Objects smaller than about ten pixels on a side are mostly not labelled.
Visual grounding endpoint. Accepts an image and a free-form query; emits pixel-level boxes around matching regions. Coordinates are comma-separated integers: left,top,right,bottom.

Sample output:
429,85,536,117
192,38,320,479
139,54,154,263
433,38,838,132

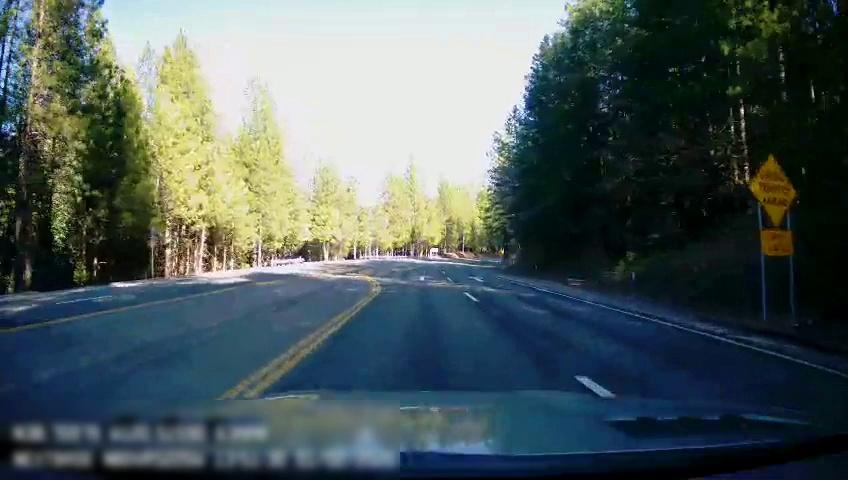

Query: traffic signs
760,230,794,256
748,154,797,227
